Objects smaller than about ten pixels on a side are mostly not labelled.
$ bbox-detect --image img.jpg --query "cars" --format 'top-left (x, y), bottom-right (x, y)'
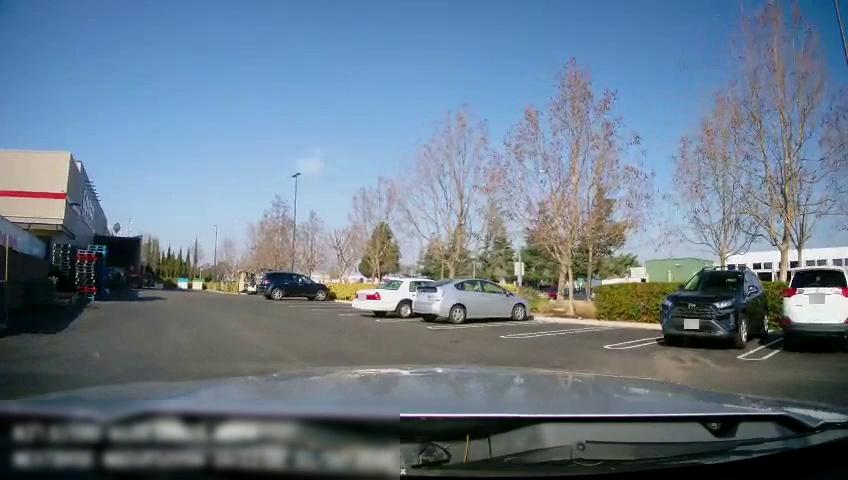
top-left (350, 277), bottom-right (435, 319)
top-left (410, 276), bottom-right (530, 324)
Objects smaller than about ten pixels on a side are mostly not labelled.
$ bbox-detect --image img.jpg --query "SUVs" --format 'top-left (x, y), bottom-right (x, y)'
top-left (781, 264), bottom-right (848, 344)
top-left (661, 263), bottom-right (769, 349)
top-left (255, 271), bottom-right (329, 302)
